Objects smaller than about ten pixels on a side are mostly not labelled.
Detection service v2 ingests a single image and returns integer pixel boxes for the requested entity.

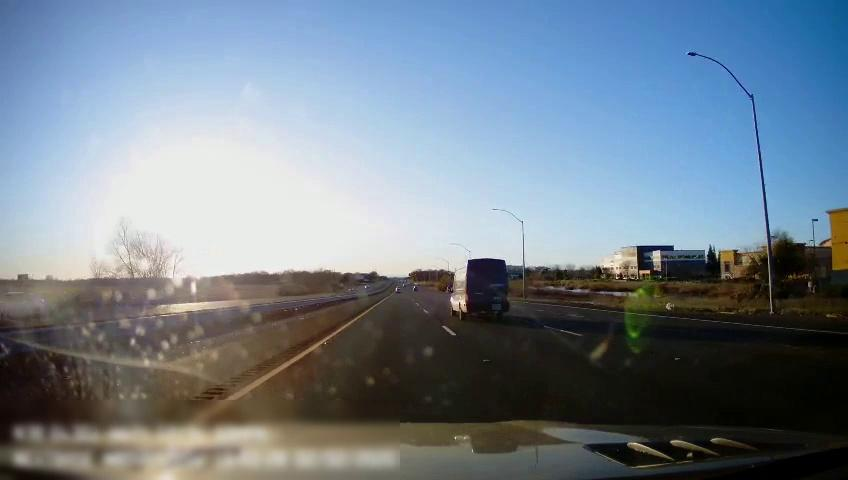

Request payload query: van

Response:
[446,257,512,322]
